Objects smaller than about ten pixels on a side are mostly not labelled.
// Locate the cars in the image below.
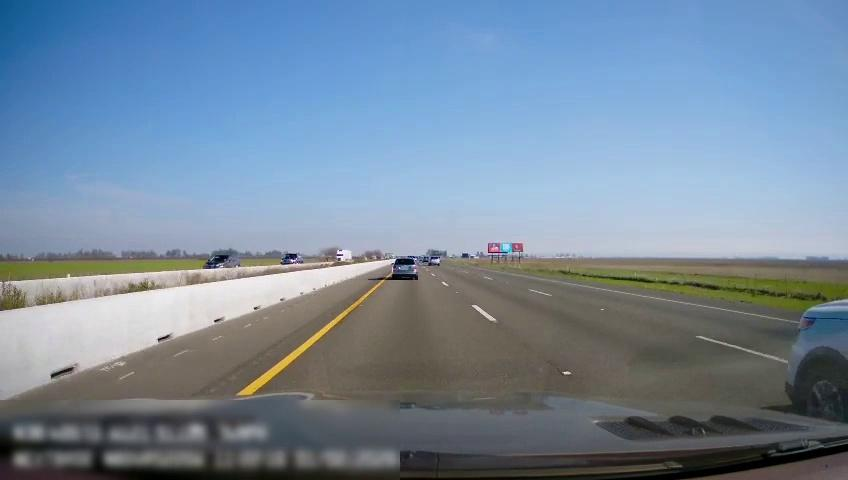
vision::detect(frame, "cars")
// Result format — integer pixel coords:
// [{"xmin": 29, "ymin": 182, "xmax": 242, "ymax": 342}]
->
[
  {"xmin": 280, "ymin": 253, "xmax": 305, "ymax": 265},
  {"xmin": 203, "ymin": 253, "xmax": 241, "ymax": 270},
  {"xmin": 427, "ymin": 255, "xmax": 441, "ymax": 267}
]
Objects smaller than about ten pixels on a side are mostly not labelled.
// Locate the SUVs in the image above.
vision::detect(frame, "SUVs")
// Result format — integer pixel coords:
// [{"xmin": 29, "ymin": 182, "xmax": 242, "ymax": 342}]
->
[
  {"xmin": 783, "ymin": 298, "xmax": 848, "ymax": 425},
  {"xmin": 391, "ymin": 257, "xmax": 418, "ymax": 280}
]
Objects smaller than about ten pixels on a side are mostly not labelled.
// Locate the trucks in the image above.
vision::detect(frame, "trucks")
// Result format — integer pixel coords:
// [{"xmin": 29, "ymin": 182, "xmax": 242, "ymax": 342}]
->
[{"xmin": 335, "ymin": 249, "xmax": 353, "ymax": 262}]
